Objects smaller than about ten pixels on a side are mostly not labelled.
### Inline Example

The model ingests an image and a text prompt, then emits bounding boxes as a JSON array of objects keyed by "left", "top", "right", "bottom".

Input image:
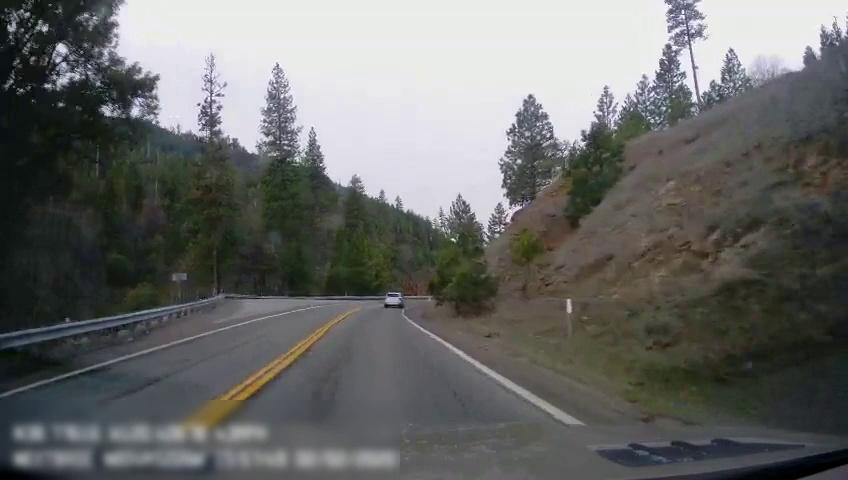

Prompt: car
[{"left": 384, "top": 292, "right": 403, "bottom": 308}]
